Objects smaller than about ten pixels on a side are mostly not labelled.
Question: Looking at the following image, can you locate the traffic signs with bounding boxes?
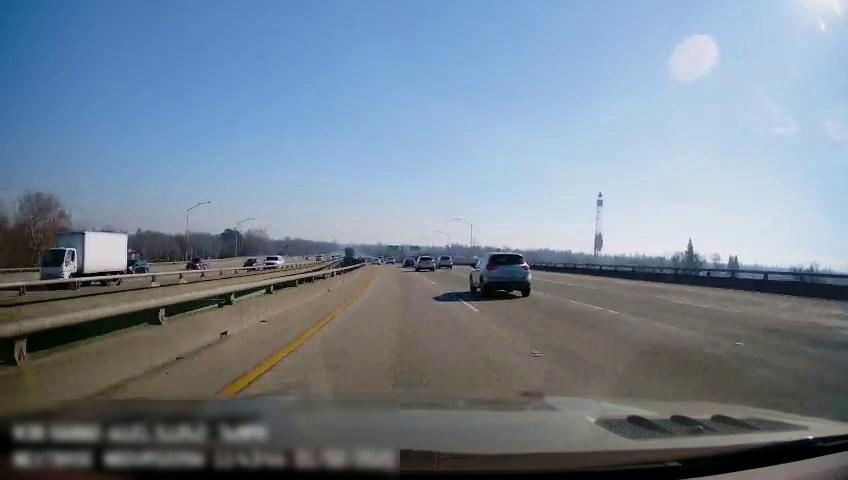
[409,245,422,251]
[387,245,400,251]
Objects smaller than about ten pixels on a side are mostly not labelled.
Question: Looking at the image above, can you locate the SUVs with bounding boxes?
[469,251,533,299]
[415,255,436,273]
[435,255,454,269]
[262,255,285,270]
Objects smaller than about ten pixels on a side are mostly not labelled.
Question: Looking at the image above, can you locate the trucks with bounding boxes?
[37,230,128,289]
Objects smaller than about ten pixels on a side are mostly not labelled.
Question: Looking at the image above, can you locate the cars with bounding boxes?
[402,258,416,269]
[122,258,151,275]
[241,258,262,272]
[185,257,208,271]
